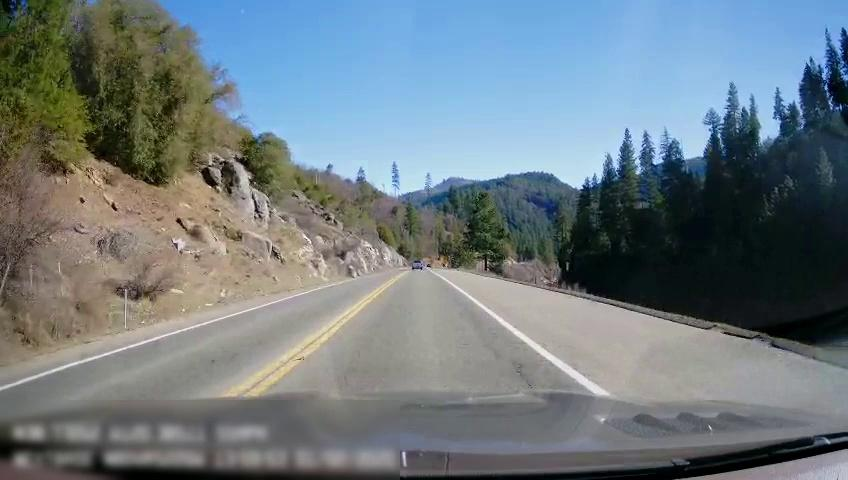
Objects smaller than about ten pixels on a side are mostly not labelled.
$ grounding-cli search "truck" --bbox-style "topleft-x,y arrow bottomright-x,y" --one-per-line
412,260 -> 423,270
